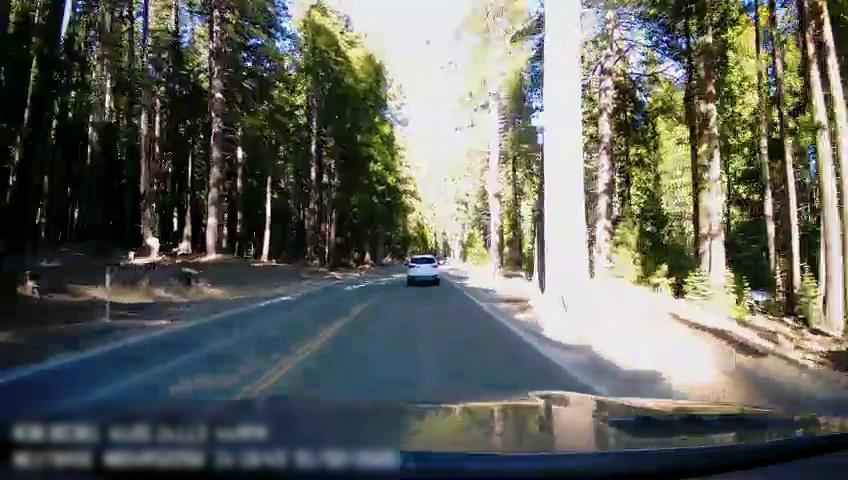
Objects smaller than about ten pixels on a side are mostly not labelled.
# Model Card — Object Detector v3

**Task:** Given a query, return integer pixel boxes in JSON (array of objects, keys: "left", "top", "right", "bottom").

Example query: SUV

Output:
[{"left": 404, "top": 254, "right": 441, "bottom": 287}]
